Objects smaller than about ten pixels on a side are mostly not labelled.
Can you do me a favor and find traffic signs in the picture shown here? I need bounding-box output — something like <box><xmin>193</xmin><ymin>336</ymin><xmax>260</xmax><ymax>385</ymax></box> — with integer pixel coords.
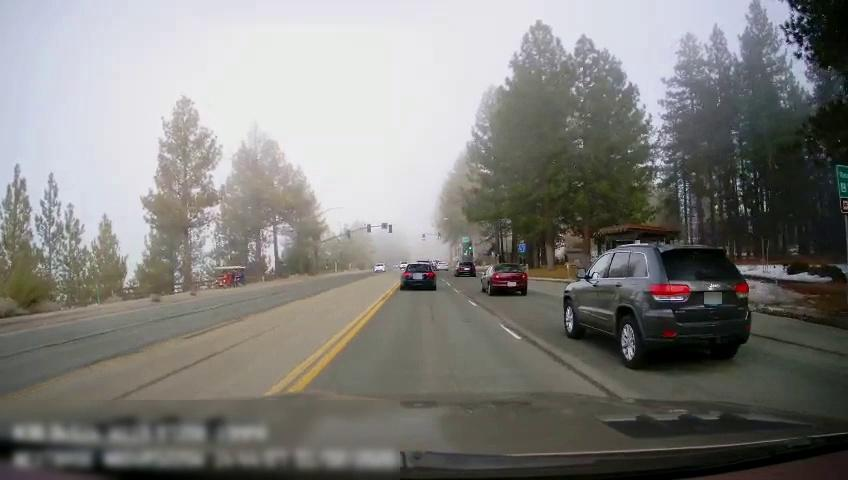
<box><xmin>837</xmin><ymin>164</ymin><xmax>848</xmax><ymax>214</ymax></box>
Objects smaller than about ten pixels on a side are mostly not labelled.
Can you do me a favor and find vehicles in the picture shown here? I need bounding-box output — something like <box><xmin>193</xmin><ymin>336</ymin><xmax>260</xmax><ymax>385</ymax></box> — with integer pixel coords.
<box><xmin>437</xmin><ymin>260</ymin><xmax>449</xmax><ymax>271</ymax></box>
<box><xmin>481</xmin><ymin>263</ymin><xmax>528</xmax><ymax>296</ymax></box>
<box><xmin>455</xmin><ymin>261</ymin><xmax>476</xmax><ymax>277</ymax></box>
<box><xmin>561</xmin><ymin>244</ymin><xmax>752</xmax><ymax>371</ymax></box>
<box><xmin>399</xmin><ymin>262</ymin><xmax>437</xmax><ymax>291</ymax></box>
<box><xmin>374</xmin><ymin>263</ymin><xmax>385</xmax><ymax>273</ymax></box>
